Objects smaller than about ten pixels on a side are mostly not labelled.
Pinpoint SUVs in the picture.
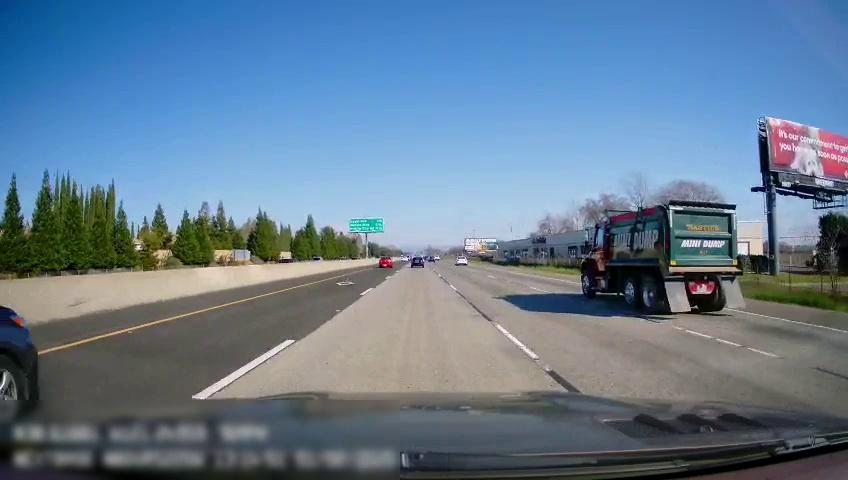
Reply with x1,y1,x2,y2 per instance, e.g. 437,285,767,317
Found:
0,300,41,430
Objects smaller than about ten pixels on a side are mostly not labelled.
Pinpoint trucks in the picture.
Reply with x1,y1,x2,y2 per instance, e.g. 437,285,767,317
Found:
578,198,747,316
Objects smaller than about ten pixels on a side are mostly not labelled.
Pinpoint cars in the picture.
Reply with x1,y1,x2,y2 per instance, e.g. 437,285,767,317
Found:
410,256,425,268
377,256,394,269
454,256,468,266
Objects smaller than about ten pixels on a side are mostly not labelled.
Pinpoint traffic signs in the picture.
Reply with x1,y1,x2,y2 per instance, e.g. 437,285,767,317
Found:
349,216,385,233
